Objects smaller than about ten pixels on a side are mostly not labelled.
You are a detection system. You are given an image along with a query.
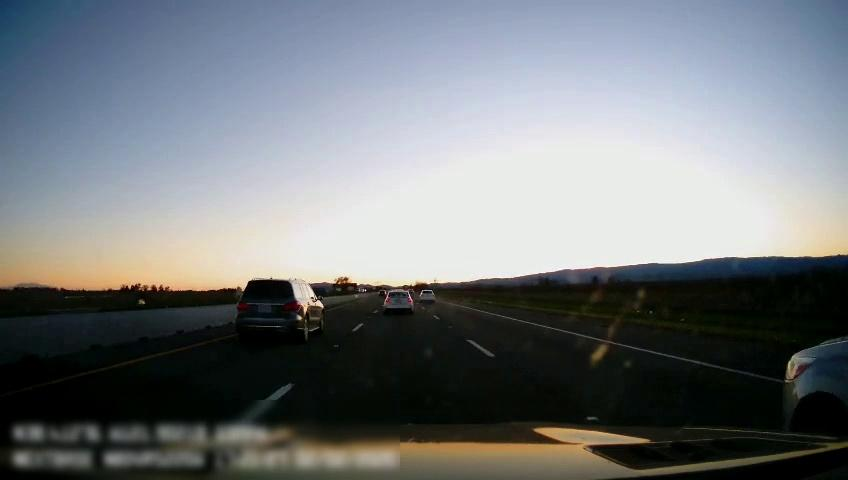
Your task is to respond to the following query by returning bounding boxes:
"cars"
[419,289,435,302]
[383,290,414,314]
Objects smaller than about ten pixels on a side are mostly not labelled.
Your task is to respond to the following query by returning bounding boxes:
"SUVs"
[234,277,326,344]
[779,334,848,437]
